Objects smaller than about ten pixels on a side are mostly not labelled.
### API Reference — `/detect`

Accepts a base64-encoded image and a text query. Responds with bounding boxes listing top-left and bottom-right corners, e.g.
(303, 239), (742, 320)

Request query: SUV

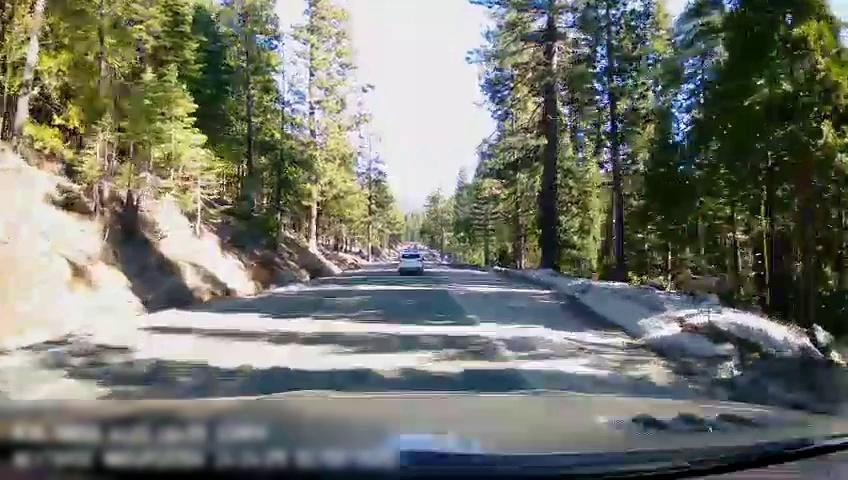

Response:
(397, 252), (424, 275)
